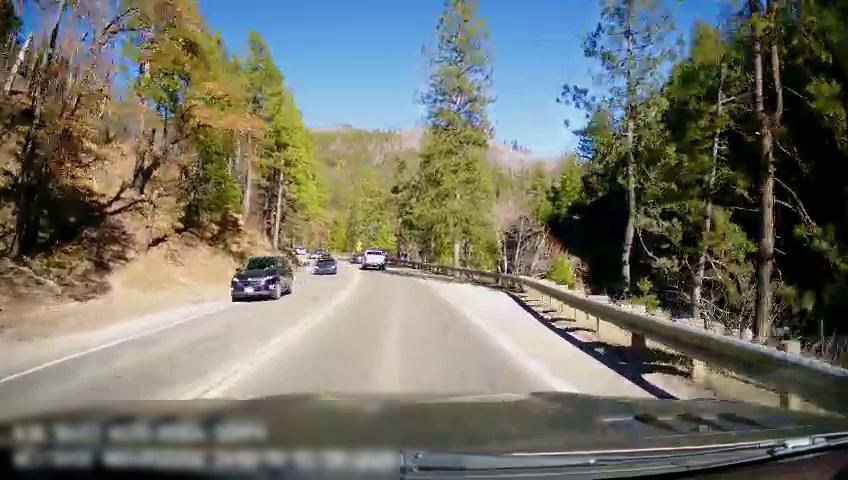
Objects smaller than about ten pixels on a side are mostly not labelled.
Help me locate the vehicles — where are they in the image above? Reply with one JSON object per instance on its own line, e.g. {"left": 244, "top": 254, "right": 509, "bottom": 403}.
{"left": 349, "top": 255, "right": 360, "bottom": 264}
{"left": 229, "top": 257, "right": 296, "bottom": 302}
{"left": 313, "top": 256, "right": 337, "bottom": 275}
{"left": 358, "top": 249, "right": 385, "bottom": 271}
